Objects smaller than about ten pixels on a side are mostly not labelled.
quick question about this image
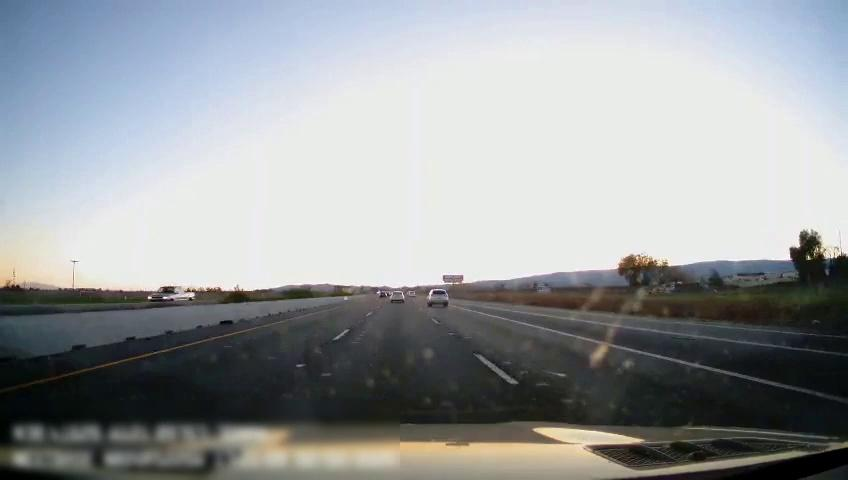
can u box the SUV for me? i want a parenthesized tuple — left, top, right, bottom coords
(426, 288, 449, 308)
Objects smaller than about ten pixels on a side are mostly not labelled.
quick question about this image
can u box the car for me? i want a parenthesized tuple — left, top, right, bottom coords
(389, 290, 405, 303)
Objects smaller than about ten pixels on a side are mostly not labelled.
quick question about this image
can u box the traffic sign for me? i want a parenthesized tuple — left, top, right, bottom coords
(443, 275, 464, 283)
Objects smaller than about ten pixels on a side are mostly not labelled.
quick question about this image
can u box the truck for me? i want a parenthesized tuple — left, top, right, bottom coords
(147, 285, 196, 303)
